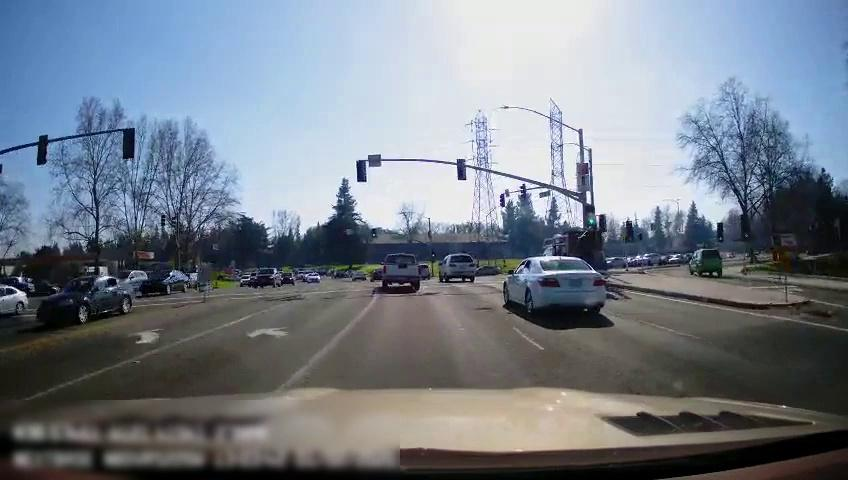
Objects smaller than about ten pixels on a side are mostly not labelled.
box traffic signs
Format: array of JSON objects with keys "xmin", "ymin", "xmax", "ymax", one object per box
[
  {"xmin": 774, "ymin": 234, "xmax": 800, "ymax": 272},
  {"xmin": 538, "ymin": 190, "xmax": 551, "ymax": 199},
  {"xmin": 367, "ymin": 153, "xmax": 383, "ymax": 168}
]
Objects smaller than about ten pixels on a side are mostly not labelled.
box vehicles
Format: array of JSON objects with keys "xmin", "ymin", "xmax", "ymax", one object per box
[
  {"xmin": 139, "ymin": 267, "xmax": 191, "ymax": 297},
  {"xmin": 306, "ymin": 272, "xmax": 322, "ymax": 284},
  {"xmin": 30, "ymin": 277, "xmax": 62, "ymax": 296},
  {"xmin": 253, "ymin": 266, "xmax": 283, "ymax": 288},
  {"xmin": 4, "ymin": 275, "xmax": 35, "ymax": 296},
  {"xmin": 418, "ymin": 263, "xmax": 433, "ymax": 281},
  {"xmin": 240, "ymin": 274, "xmax": 250, "ymax": 287},
  {"xmin": 280, "ymin": 271, "xmax": 296, "ymax": 286},
  {"xmin": 369, "ymin": 266, "xmax": 384, "ymax": 282},
  {"xmin": 542, "ymin": 226, "xmax": 610, "ymax": 274},
  {"xmin": 35, "ymin": 274, "xmax": 138, "ymax": 326},
  {"xmin": 116, "ymin": 269, "xmax": 148, "ymax": 286},
  {"xmin": 438, "ymin": 252, "xmax": 477, "ymax": 283},
  {"xmin": 637, "ymin": 252, "xmax": 667, "ymax": 266},
  {"xmin": 502, "ymin": 256, "xmax": 610, "ymax": 319},
  {"xmin": 378, "ymin": 252, "xmax": 419, "ymax": 293},
  {"xmin": 0, "ymin": 283, "xmax": 30, "ymax": 316},
  {"xmin": 474, "ymin": 264, "xmax": 500, "ymax": 276},
  {"xmin": 247, "ymin": 271, "xmax": 257, "ymax": 287},
  {"xmin": 351, "ymin": 269, "xmax": 368, "ymax": 281},
  {"xmin": 687, "ymin": 249, "xmax": 723, "ymax": 277}
]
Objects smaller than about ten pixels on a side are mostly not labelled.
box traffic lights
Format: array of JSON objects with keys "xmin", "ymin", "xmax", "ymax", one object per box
[
  {"xmin": 740, "ymin": 213, "xmax": 752, "ymax": 242},
  {"xmin": 518, "ymin": 184, "xmax": 528, "ymax": 201},
  {"xmin": 371, "ymin": 228, "xmax": 378, "ymax": 239},
  {"xmin": 583, "ymin": 202, "xmax": 595, "ymax": 228},
  {"xmin": 455, "ymin": 158, "xmax": 468, "ymax": 181},
  {"xmin": 355, "ymin": 158, "xmax": 368, "ymax": 185},
  {"xmin": 716, "ymin": 222, "xmax": 725, "ymax": 241},
  {"xmin": 598, "ymin": 213, "xmax": 608, "ymax": 233},
  {"xmin": 624, "ymin": 218, "xmax": 636, "ymax": 242},
  {"xmin": 121, "ymin": 127, "xmax": 136, "ymax": 161},
  {"xmin": 160, "ymin": 214, "xmax": 166, "ymax": 227},
  {"xmin": 36, "ymin": 133, "xmax": 48, "ymax": 167},
  {"xmin": 498, "ymin": 192, "xmax": 507, "ymax": 208}
]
